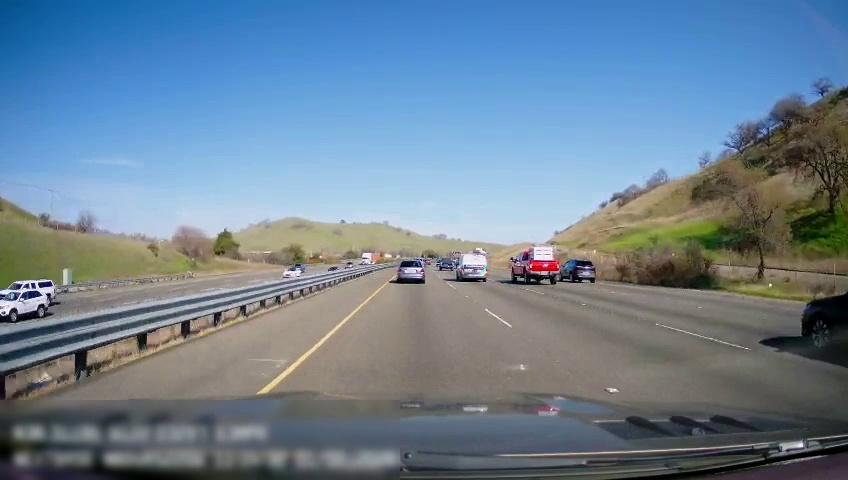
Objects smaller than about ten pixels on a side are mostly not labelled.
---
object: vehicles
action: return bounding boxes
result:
[360,252,383,265]
[281,267,303,280]
[439,258,455,272]
[397,259,425,284]
[510,246,561,285]
[0,288,50,324]
[327,266,341,273]
[289,263,305,273]
[414,257,426,268]
[0,279,56,307]
[560,259,596,284]
[456,247,489,283]
[798,290,848,357]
